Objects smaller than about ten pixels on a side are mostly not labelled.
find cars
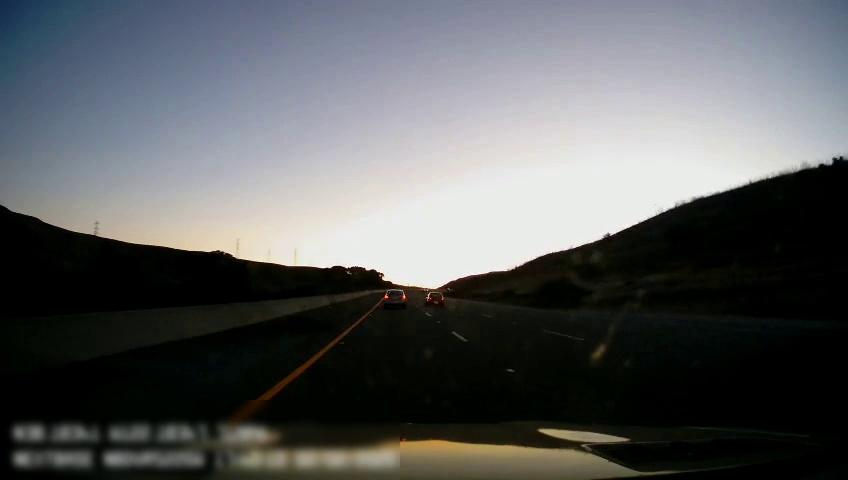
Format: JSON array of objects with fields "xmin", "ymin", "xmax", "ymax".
[
  {"xmin": 383, "ymin": 289, "xmax": 406, "ymax": 309},
  {"xmin": 424, "ymin": 292, "xmax": 444, "ymax": 306}
]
